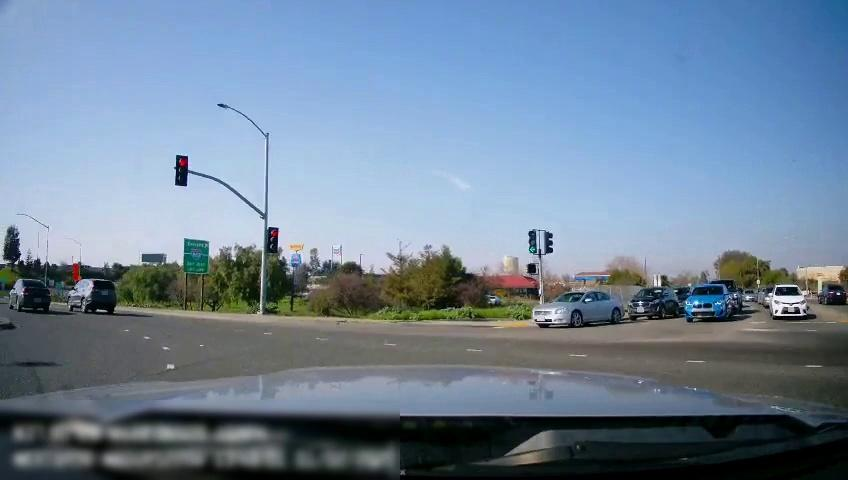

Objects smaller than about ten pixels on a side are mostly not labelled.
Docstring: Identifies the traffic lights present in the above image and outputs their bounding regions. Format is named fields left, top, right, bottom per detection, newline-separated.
left=540, top=228, right=554, bottom=256
left=526, top=261, right=541, bottom=277
left=527, top=228, right=541, bottom=256
left=264, top=225, right=280, bottom=255
left=174, top=154, right=190, bottom=187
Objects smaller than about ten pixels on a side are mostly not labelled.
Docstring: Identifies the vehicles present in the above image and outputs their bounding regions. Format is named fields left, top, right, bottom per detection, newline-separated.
left=7, top=278, right=53, bottom=313
left=750, top=288, right=763, bottom=303
left=761, top=287, right=775, bottom=309
left=816, top=283, right=848, bottom=306
left=741, top=288, right=756, bottom=303
left=625, top=286, right=681, bottom=321
left=767, top=284, right=809, bottom=320
left=531, top=287, right=626, bottom=329
left=66, top=278, right=117, bottom=315
left=756, top=288, right=767, bottom=304
left=683, top=283, right=734, bottom=323
left=670, top=286, right=695, bottom=315
left=709, top=278, right=744, bottom=314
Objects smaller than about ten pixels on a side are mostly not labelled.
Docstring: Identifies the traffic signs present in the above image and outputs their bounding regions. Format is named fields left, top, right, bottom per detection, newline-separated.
left=182, top=236, right=211, bottom=276
left=71, top=260, right=81, bottom=282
